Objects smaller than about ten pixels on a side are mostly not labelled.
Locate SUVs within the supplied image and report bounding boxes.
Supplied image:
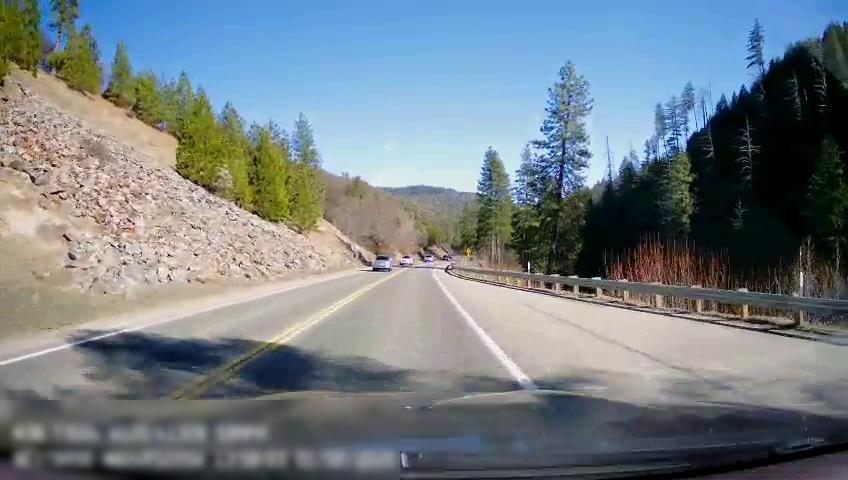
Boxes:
[398,255,415,268]
[371,255,394,272]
